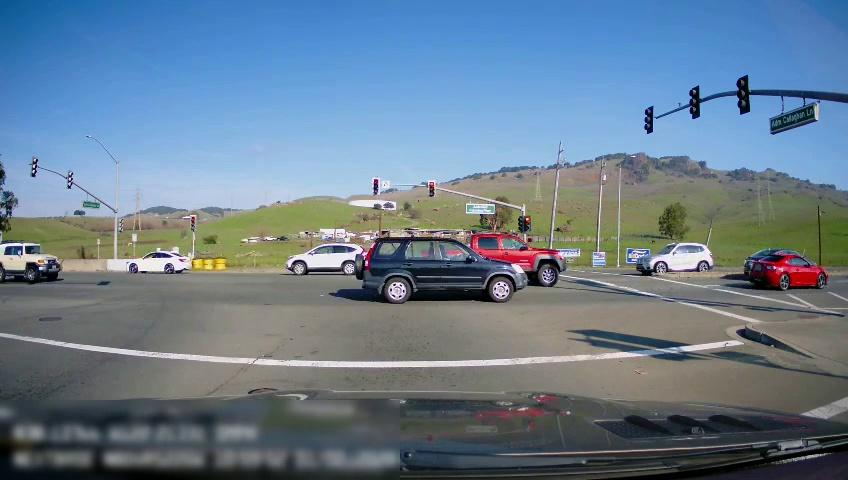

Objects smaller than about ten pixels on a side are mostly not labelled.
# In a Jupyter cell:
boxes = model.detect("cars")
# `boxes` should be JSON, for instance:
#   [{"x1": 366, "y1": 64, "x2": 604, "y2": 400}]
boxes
[
  {"x1": 749, "y1": 251, "x2": 829, "y2": 291},
  {"x1": 742, "y1": 247, "x2": 797, "y2": 280},
  {"x1": 125, "y1": 250, "x2": 193, "y2": 275}
]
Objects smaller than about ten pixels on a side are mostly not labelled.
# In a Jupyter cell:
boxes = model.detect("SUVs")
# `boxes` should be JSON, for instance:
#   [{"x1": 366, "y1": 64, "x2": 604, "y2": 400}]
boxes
[
  {"x1": 287, "y1": 243, "x2": 365, "y2": 276},
  {"x1": 353, "y1": 235, "x2": 529, "y2": 305},
  {"x1": 0, "y1": 239, "x2": 63, "y2": 282},
  {"x1": 636, "y1": 241, "x2": 714, "y2": 276}
]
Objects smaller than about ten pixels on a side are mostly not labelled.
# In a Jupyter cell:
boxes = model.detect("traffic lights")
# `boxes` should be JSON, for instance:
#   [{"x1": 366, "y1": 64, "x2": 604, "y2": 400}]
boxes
[
  {"x1": 687, "y1": 84, "x2": 702, "y2": 120},
  {"x1": 117, "y1": 215, "x2": 125, "y2": 233},
  {"x1": 643, "y1": 104, "x2": 655, "y2": 135},
  {"x1": 735, "y1": 74, "x2": 751, "y2": 115},
  {"x1": 516, "y1": 215, "x2": 525, "y2": 232},
  {"x1": 426, "y1": 178, "x2": 437, "y2": 197},
  {"x1": 523, "y1": 214, "x2": 532, "y2": 232},
  {"x1": 66, "y1": 169, "x2": 75, "y2": 190},
  {"x1": 372, "y1": 177, "x2": 381, "y2": 196},
  {"x1": 30, "y1": 156, "x2": 40, "y2": 178},
  {"x1": 189, "y1": 214, "x2": 198, "y2": 232}
]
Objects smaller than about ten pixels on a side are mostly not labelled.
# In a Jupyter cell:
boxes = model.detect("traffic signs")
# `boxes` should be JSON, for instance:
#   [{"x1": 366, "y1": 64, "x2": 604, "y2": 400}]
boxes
[
  {"x1": 82, "y1": 199, "x2": 101, "y2": 209},
  {"x1": 464, "y1": 201, "x2": 497, "y2": 216},
  {"x1": 768, "y1": 100, "x2": 821, "y2": 135}
]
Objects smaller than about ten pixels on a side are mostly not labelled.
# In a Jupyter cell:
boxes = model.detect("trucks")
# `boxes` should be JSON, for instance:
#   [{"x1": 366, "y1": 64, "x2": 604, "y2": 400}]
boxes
[{"x1": 469, "y1": 231, "x2": 567, "y2": 288}]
